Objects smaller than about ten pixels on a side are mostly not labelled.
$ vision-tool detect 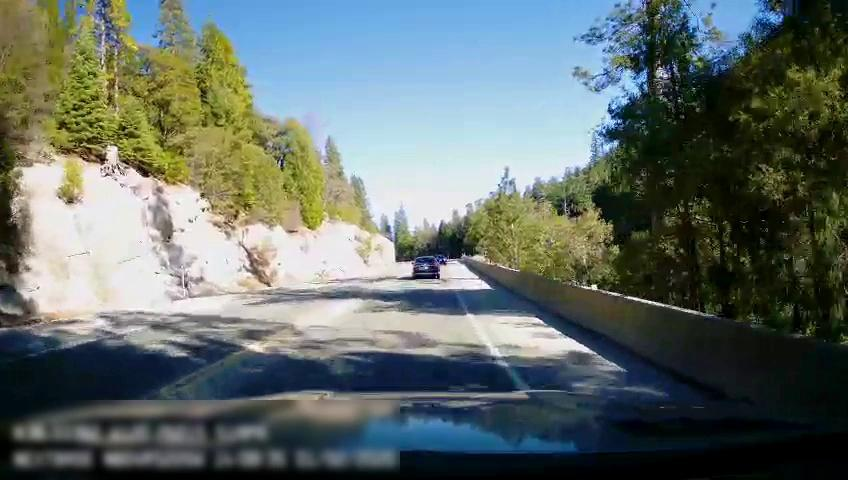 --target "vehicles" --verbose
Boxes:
[411,255,441,280]
[435,255,448,265]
